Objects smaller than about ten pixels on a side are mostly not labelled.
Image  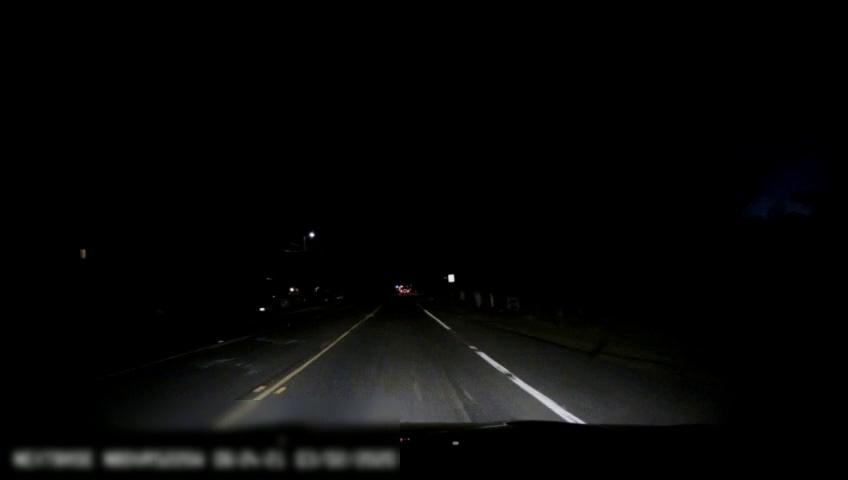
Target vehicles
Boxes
[399,284,413,298]
[256,296,282,315]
